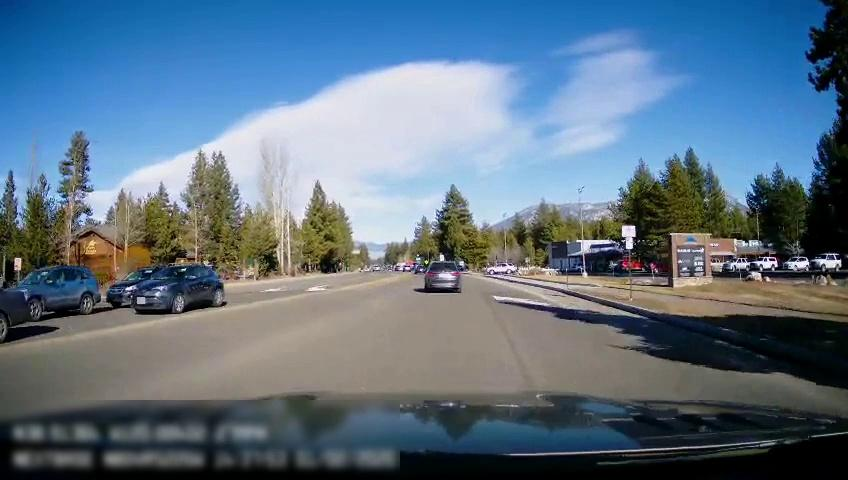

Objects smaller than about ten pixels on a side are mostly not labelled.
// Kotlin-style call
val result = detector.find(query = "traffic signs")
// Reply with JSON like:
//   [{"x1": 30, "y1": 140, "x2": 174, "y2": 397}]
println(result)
[{"x1": 622, "y1": 224, "x2": 637, "y2": 238}]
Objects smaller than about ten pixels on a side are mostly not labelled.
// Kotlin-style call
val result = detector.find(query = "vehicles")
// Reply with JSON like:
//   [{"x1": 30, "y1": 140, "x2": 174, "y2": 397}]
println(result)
[
  {"x1": 785, "y1": 257, "x2": 811, "y2": 271},
  {"x1": 424, "y1": 261, "x2": 462, "y2": 294},
  {"x1": 0, "y1": 287, "x2": 30, "y2": 344},
  {"x1": 624, "y1": 257, "x2": 656, "y2": 274},
  {"x1": 487, "y1": 263, "x2": 515, "y2": 276},
  {"x1": 14, "y1": 264, "x2": 102, "y2": 322},
  {"x1": 752, "y1": 257, "x2": 778, "y2": 271},
  {"x1": 809, "y1": 253, "x2": 842, "y2": 272},
  {"x1": 105, "y1": 268, "x2": 155, "y2": 309},
  {"x1": 727, "y1": 258, "x2": 754, "y2": 271},
  {"x1": 134, "y1": 263, "x2": 225, "y2": 314}
]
